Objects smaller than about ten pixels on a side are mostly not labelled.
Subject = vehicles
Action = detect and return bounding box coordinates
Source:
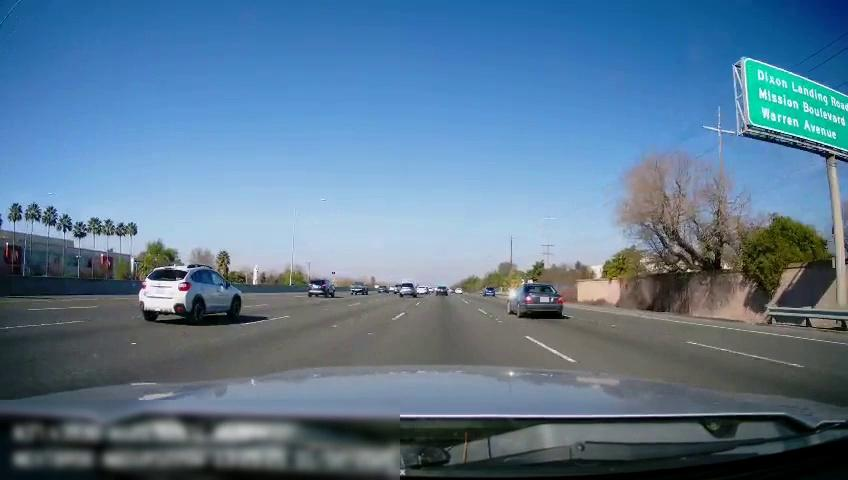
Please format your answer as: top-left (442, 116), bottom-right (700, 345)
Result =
top-left (483, 287), bottom-right (496, 297)
top-left (137, 263), bottom-right (242, 326)
top-left (377, 285), bottom-right (389, 294)
top-left (308, 279), bottom-right (336, 298)
top-left (505, 282), bottom-right (564, 319)
top-left (350, 281), bottom-right (369, 295)
top-left (435, 286), bottom-right (449, 297)
top-left (416, 285), bottom-right (429, 296)
top-left (393, 284), bottom-right (403, 295)
top-left (399, 282), bottom-right (418, 299)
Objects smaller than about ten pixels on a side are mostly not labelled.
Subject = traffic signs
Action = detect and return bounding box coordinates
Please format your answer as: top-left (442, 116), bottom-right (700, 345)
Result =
top-left (741, 56), bottom-right (848, 150)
